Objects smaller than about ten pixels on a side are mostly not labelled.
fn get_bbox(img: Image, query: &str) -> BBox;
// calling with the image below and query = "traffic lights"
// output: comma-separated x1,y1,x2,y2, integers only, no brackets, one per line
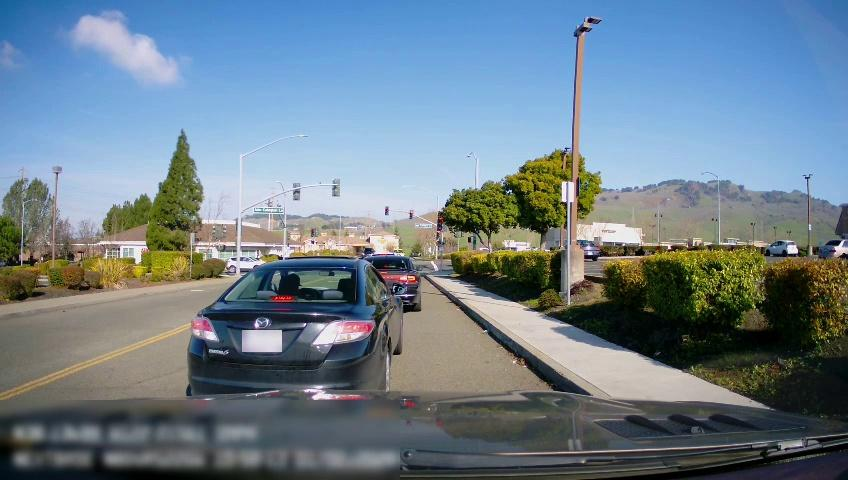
291,183,300,201
331,179,340,196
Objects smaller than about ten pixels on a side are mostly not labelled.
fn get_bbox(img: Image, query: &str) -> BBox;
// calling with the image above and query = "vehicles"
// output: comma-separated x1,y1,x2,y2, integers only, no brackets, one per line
764,239,799,256
184,255,405,396
367,255,424,311
361,245,374,255
225,253,264,273
817,237,848,270
577,237,602,260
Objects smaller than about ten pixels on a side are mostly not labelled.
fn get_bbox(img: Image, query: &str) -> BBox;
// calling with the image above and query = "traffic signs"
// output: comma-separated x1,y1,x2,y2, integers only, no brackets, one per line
417,222,433,229
254,205,285,216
